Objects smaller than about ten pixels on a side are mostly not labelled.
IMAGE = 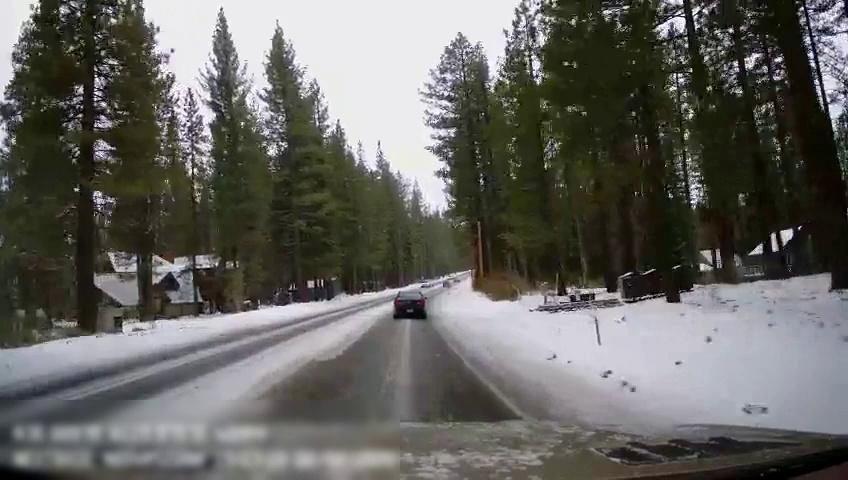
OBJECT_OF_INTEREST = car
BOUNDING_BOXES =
[392,289,429,319]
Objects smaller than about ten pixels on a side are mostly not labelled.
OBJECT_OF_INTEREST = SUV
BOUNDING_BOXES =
[420,279,433,289]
